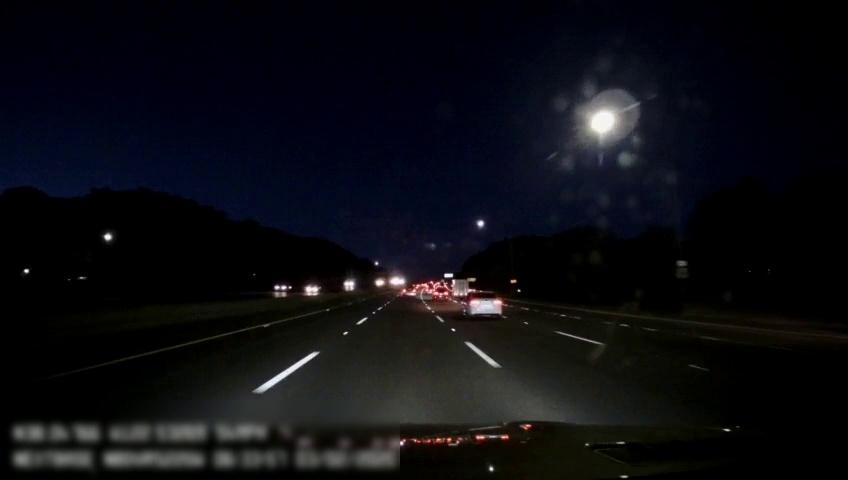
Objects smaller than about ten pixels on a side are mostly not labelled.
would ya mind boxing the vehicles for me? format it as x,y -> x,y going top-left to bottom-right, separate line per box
461,290 -> 503,321
304,282 -> 323,293
432,287 -> 450,301
400,286 -> 415,298
452,279 -> 469,300
273,281 -> 294,293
